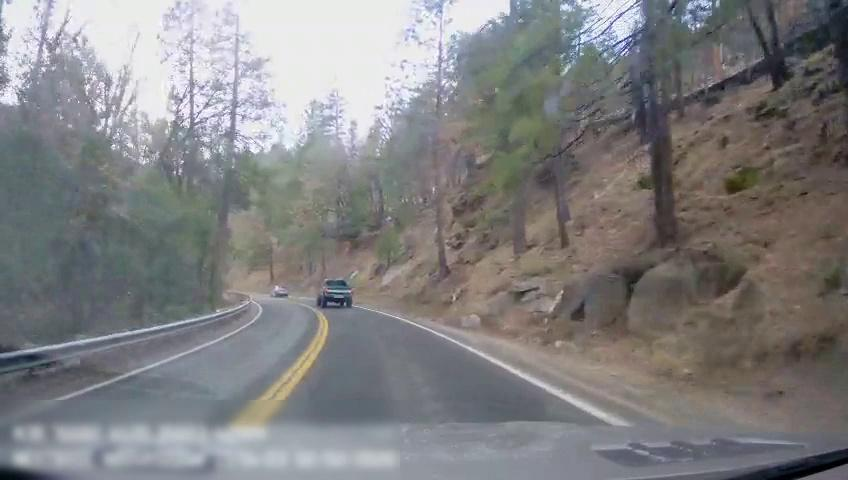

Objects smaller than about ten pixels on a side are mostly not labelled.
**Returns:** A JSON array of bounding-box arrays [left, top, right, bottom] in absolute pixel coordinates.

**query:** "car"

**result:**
[[270, 286, 289, 298]]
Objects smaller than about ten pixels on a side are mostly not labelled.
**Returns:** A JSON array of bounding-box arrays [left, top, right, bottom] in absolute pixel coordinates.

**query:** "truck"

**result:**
[[316, 277, 354, 308]]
